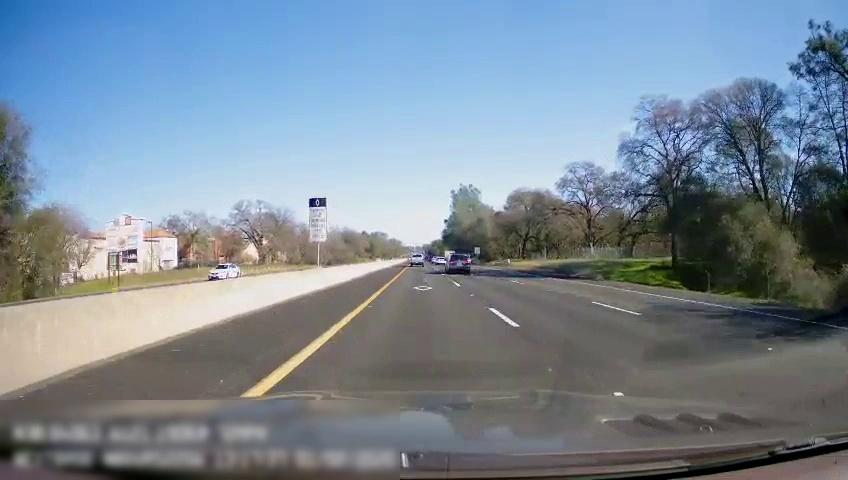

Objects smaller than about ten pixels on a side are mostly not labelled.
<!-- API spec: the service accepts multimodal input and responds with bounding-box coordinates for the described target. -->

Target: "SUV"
[445,253,471,274]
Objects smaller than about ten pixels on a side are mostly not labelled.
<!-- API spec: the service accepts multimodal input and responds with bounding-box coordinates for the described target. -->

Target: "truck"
[410,253,424,267]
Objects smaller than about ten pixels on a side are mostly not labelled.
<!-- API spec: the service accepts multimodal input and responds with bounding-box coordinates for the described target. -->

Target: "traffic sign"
[309,197,327,243]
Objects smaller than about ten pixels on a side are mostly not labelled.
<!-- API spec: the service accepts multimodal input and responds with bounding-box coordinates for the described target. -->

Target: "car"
[207,262,241,282]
